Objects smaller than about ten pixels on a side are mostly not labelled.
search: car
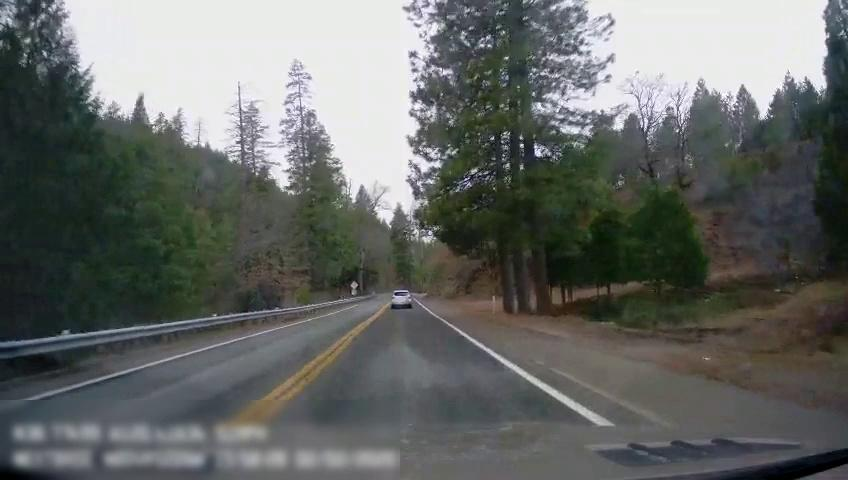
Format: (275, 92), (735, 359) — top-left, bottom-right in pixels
(391, 290), (412, 309)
